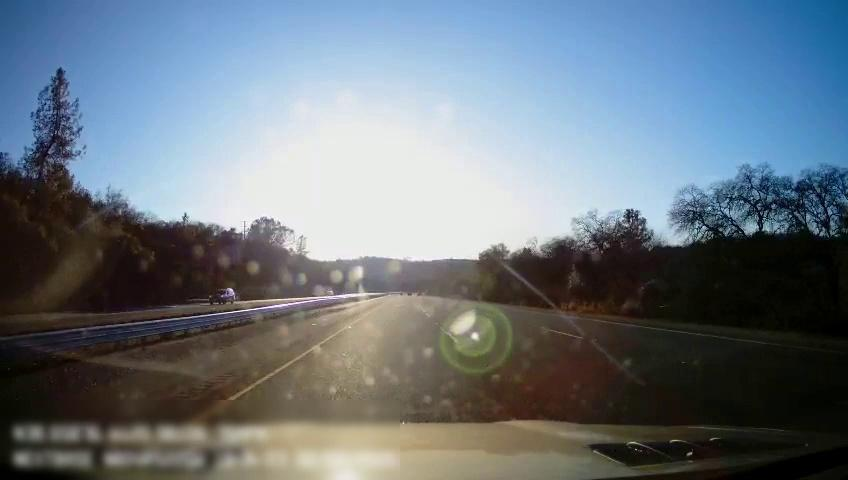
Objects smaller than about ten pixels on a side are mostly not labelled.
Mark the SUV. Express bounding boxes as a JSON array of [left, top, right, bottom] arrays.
[[208, 288, 236, 305]]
